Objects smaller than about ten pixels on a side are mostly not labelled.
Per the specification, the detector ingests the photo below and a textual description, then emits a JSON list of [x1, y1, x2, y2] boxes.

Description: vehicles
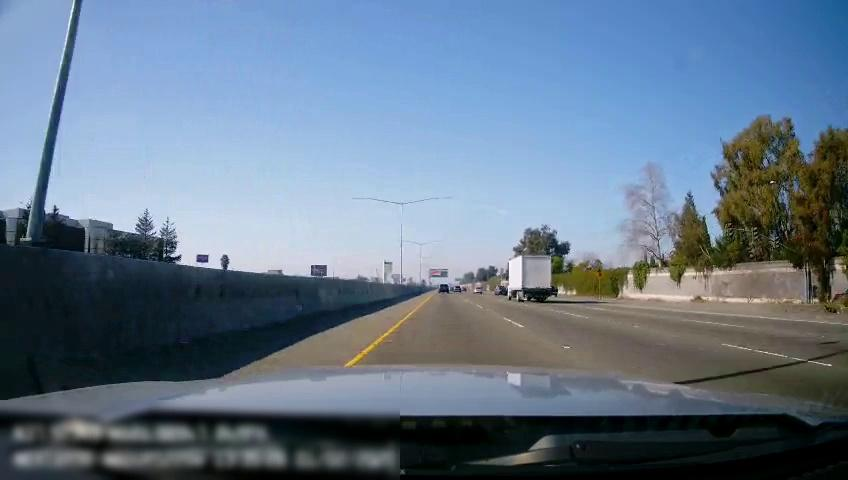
[[438, 284, 450, 294], [505, 255, 552, 302], [548, 286, 558, 297], [495, 287, 508, 296]]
